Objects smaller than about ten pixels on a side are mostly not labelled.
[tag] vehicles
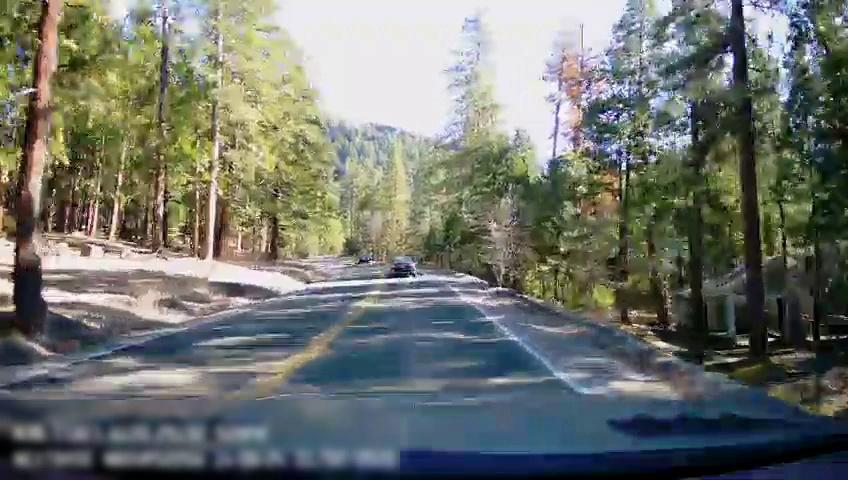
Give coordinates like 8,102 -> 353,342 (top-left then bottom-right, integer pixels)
387,255 -> 417,278
357,257 -> 371,265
